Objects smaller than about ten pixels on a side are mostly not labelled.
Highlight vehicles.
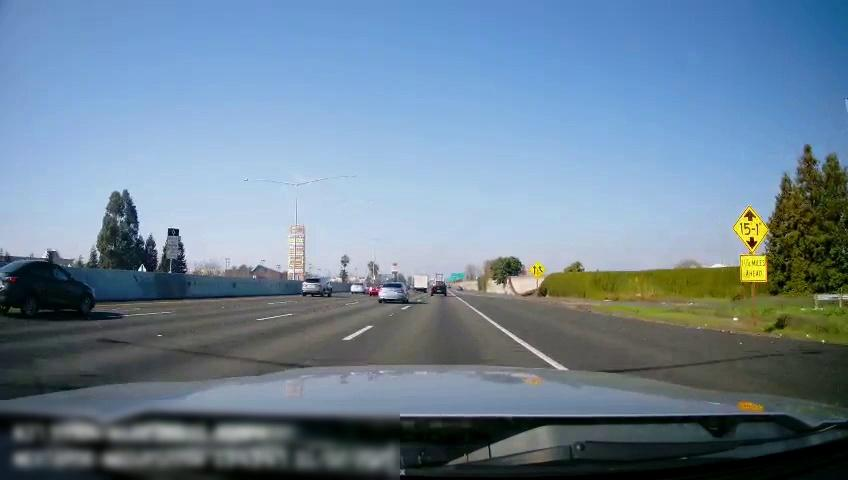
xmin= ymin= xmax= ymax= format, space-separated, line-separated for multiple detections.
xmin=413 ymin=271 xmax=428 ymax=293
xmin=350 ymin=282 xmax=369 ymax=295
xmin=378 ymin=281 xmax=410 ymax=304
xmin=302 ymin=278 xmax=332 ymax=297
xmin=431 ymin=281 xmax=447 ymax=296
xmin=368 ymin=284 xmax=383 ymax=297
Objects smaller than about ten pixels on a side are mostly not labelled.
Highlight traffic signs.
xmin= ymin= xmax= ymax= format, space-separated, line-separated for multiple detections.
xmin=732 ymin=205 xmax=768 ymax=252
xmin=166 ymin=227 xmax=179 ymax=258
xmin=739 ymin=254 xmax=768 ymax=281
xmin=531 ymin=262 xmax=546 ymax=278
